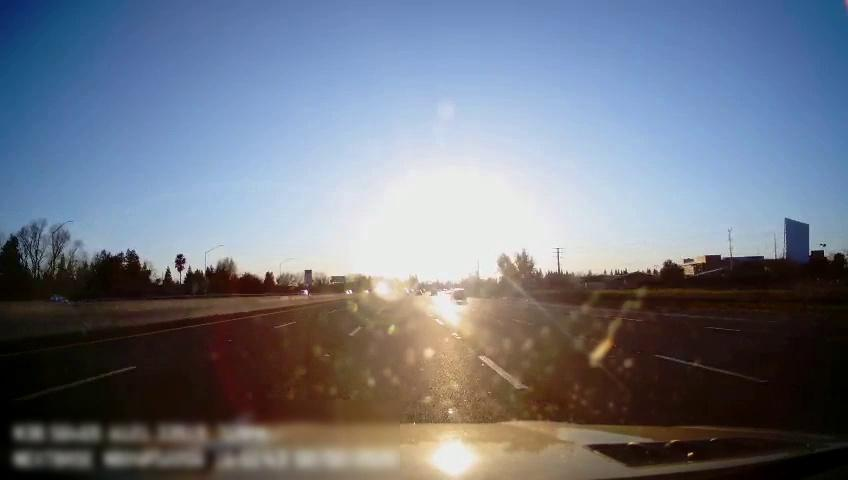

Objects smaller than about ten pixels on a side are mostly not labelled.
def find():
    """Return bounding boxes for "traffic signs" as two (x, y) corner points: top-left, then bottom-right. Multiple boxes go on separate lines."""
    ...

(304, 269), (313, 284)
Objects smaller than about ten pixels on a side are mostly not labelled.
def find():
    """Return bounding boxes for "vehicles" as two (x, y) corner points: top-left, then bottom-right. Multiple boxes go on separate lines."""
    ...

(296, 289), (311, 297)
(41, 293), (68, 304)
(449, 287), (467, 303)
